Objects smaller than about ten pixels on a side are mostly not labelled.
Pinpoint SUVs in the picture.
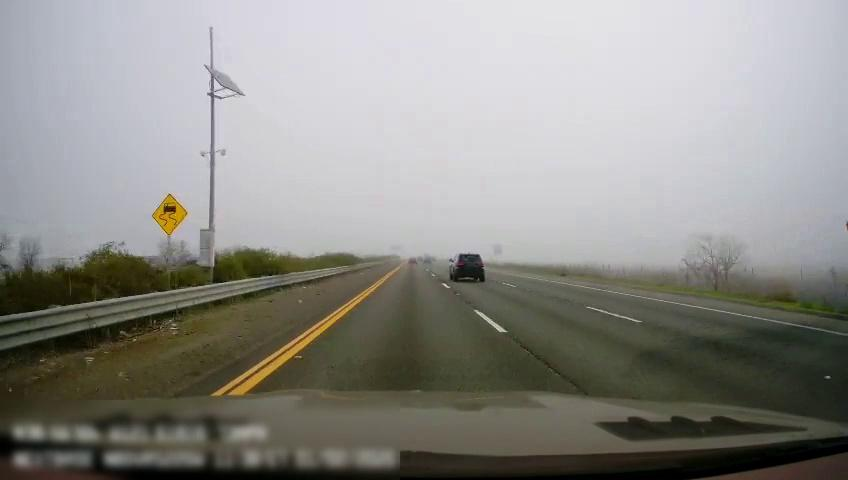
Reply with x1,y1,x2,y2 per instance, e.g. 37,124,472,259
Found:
448,252,486,283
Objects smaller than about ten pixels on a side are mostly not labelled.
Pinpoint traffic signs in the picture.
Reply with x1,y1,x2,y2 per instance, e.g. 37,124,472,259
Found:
493,244,502,257
151,191,190,237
